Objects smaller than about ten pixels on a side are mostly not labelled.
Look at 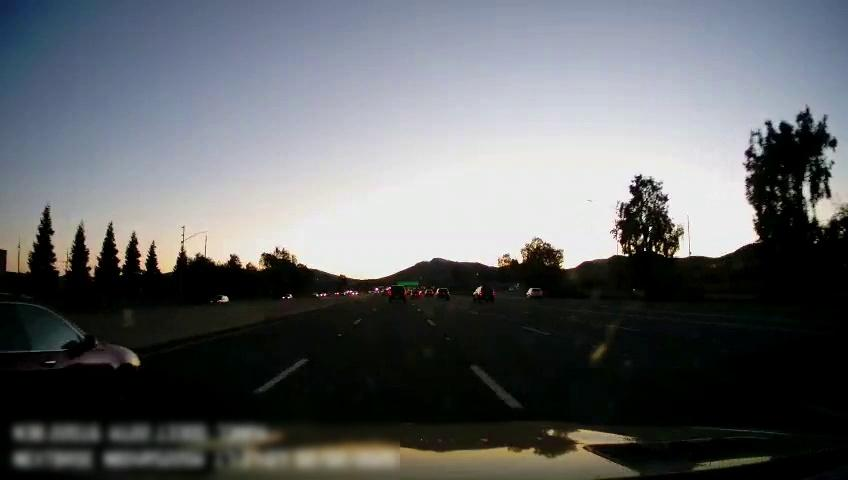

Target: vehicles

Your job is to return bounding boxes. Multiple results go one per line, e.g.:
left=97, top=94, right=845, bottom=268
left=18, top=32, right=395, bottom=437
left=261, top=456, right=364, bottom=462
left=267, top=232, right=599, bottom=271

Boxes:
left=209, top=294, right=230, bottom=303
left=410, top=289, right=422, bottom=299
left=472, top=285, right=496, bottom=303
left=387, top=284, right=408, bottom=305
left=281, top=293, right=294, bottom=300
left=434, top=287, right=451, bottom=301
left=525, top=287, right=544, bottom=299
left=0, top=300, right=144, bottom=411
left=424, top=288, right=435, bottom=298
